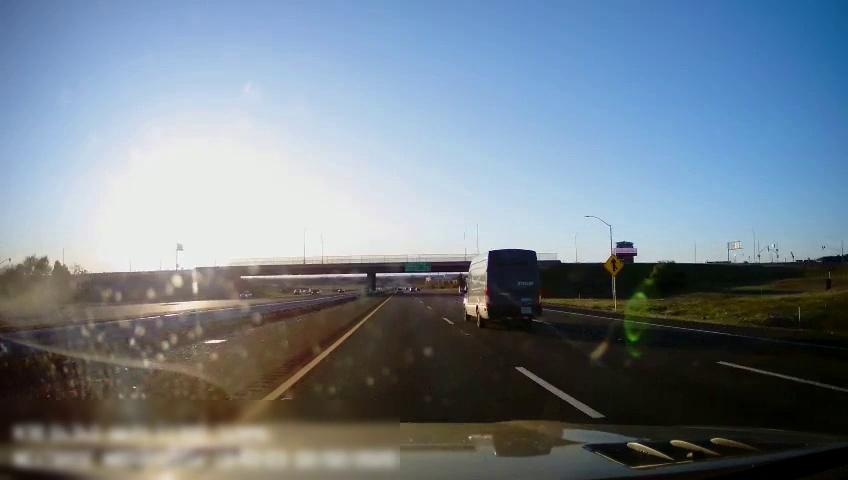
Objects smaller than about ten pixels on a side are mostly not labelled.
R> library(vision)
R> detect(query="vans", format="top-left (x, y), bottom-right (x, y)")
top-left (459, 249), bottom-right (542, 328)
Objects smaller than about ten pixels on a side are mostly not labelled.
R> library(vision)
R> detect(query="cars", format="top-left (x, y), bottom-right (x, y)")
top-left (239, 290), bottom-right (253, 300)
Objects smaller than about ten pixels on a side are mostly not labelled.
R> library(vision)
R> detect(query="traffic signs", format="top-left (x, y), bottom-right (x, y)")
top-left (406, 262), bottom-right (431, 271)
top-left (603, 252), bottom-right (624, 276)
